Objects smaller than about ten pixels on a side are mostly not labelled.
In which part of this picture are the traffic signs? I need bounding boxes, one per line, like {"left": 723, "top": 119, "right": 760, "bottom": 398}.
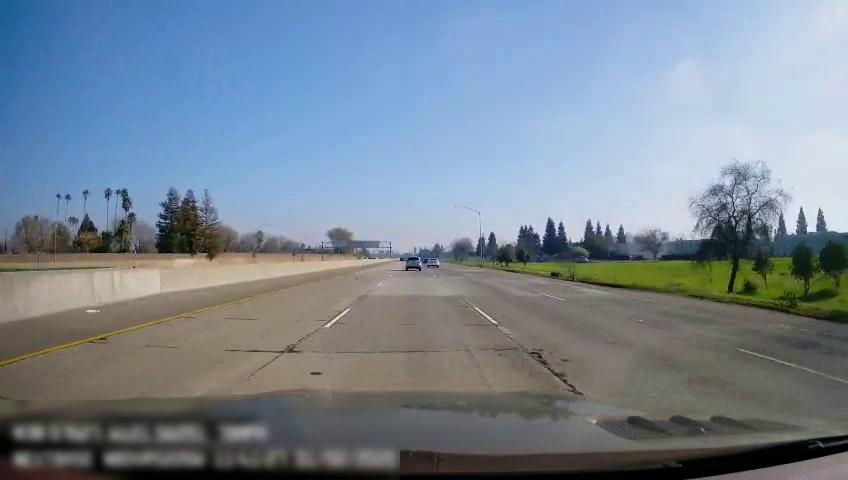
{"left": 350, "top": 240, "right": 381, "bottom": 248}
{"left": 330, "top": 240, "right": 348, "bottom": 248}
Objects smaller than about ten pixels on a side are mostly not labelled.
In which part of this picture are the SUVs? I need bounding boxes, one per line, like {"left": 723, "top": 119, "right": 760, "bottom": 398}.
{"left": 405, "top": 257, "right": 422, "bottom": 271}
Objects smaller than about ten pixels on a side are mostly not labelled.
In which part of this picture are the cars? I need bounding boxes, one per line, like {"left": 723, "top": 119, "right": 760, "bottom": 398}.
{"left": 427, "top": 258, "right": 440, "bottom": 268}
